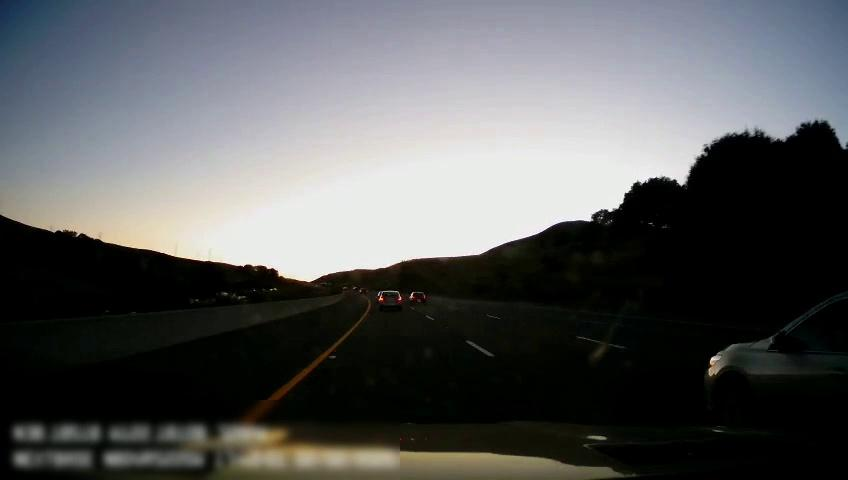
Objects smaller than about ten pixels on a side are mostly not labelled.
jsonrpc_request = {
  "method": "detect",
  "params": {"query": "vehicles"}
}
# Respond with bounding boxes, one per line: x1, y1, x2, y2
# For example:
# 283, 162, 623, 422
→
409, 292, 426, 304
703, 289, 848, 434
378, 290, 402, 311
376, 291, 383, 302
